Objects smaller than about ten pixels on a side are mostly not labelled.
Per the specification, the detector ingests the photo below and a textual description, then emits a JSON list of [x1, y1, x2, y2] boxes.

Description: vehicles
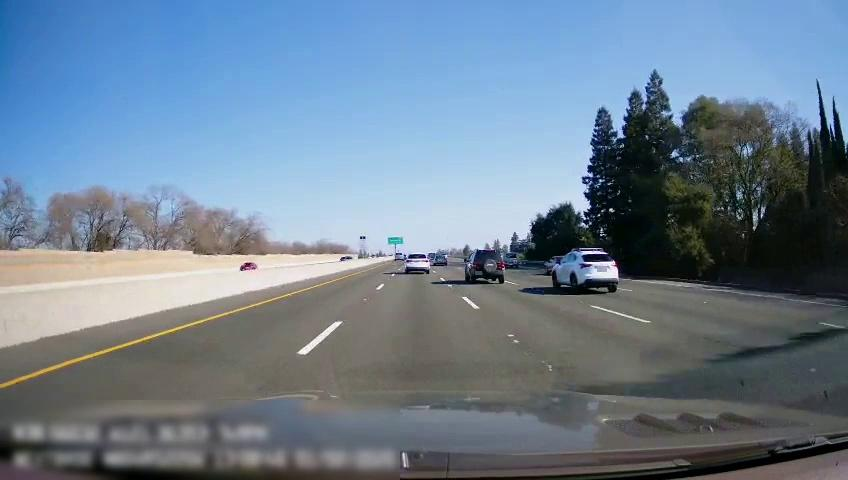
[[503, 252, 521, 269], [405, 252, 430, 275], [551, 250, 619, 296], [433, 253, 448, 267], [239, 261, 258, 271], [463, 249, 506, 285], [544, 255, 555, 274]]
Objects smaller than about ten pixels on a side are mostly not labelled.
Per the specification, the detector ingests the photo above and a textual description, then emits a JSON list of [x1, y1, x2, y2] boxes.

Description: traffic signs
[[386, 236, 405, 245]]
